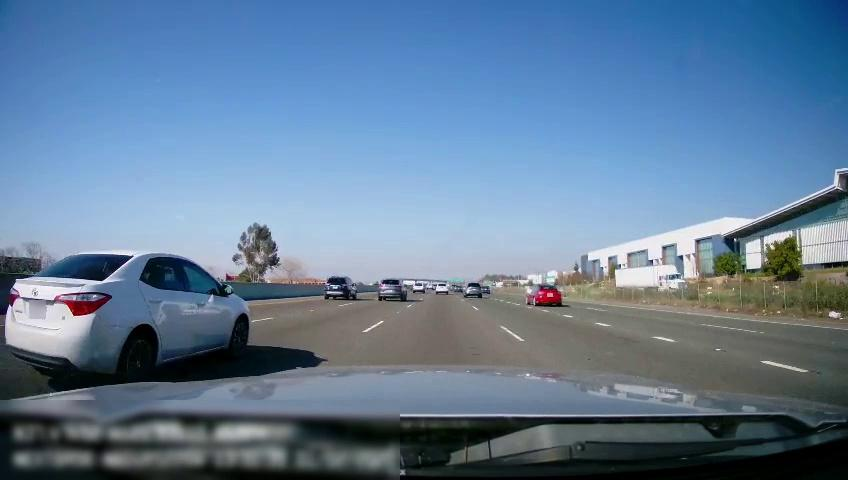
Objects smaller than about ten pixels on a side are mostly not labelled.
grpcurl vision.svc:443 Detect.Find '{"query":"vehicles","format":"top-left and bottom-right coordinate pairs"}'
top-left (463, 283), bottom-right (482, 299)
top-left (524, 284), bottom-right (563, 307)
top-left (377, 279), bottom-right (408, 302)
top-left (479, 285), bottom-right (491, 295)
top-left (435, 283), bottom-right (449, 296)
top-left (412, 282), bottom-right (426, 294)
top-left (324, 275), bottom-right (358, 301)
top-left (3, 249), bottom-right (253, 386)
top-left (614, 263), bottom-right (690, 296)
